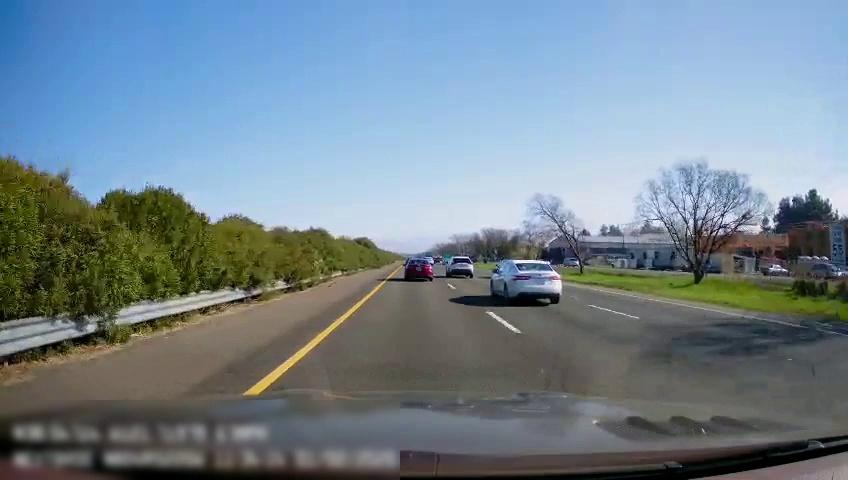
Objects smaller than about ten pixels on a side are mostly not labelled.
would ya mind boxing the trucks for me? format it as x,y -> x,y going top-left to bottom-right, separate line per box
759,264 -> 791,278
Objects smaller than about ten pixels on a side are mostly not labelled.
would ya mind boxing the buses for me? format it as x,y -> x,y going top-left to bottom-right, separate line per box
563,257 -> 579,267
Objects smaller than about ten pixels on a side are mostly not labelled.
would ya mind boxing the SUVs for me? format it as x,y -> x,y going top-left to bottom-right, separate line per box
445,256 -> 474,279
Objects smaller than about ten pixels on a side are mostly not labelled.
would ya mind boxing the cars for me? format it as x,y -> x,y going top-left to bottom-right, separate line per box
489,258 -> 562,305
401,258 -> 434,281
